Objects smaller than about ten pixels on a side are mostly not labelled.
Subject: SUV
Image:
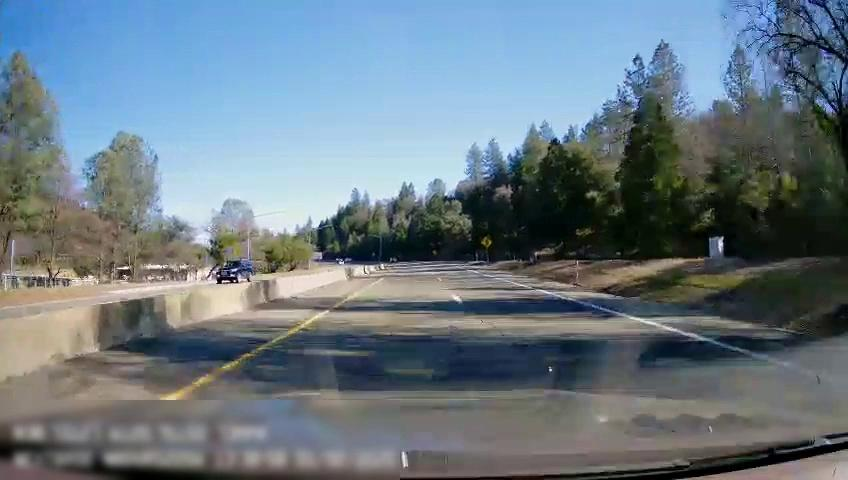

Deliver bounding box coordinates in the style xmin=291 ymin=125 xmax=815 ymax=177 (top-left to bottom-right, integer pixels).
xmin=215 ymin=259 xmax=255 ymax=285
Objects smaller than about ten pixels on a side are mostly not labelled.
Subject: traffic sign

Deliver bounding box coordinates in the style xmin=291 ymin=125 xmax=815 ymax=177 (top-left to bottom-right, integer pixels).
xmin=480 ymin=236 xmax=494 ymax=249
